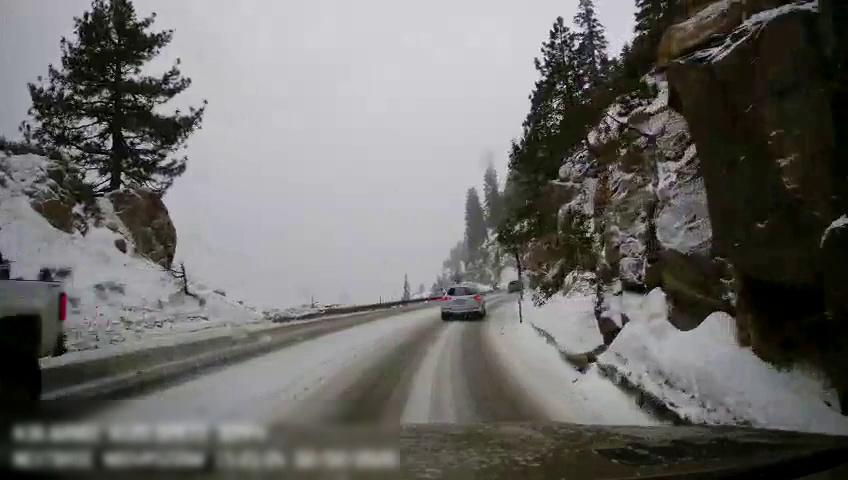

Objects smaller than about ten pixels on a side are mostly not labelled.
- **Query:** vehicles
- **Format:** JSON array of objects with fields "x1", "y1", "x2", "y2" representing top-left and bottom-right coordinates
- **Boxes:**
[
  {"x1": 441, "y1": 287, "x2": 489, "y2": 322},
  {"x1": 0, "y1": 279, "x2": 69, "y2": 431},
  {"x1": 507, "y1": 280, "x2": 520, "y2": 294}
]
